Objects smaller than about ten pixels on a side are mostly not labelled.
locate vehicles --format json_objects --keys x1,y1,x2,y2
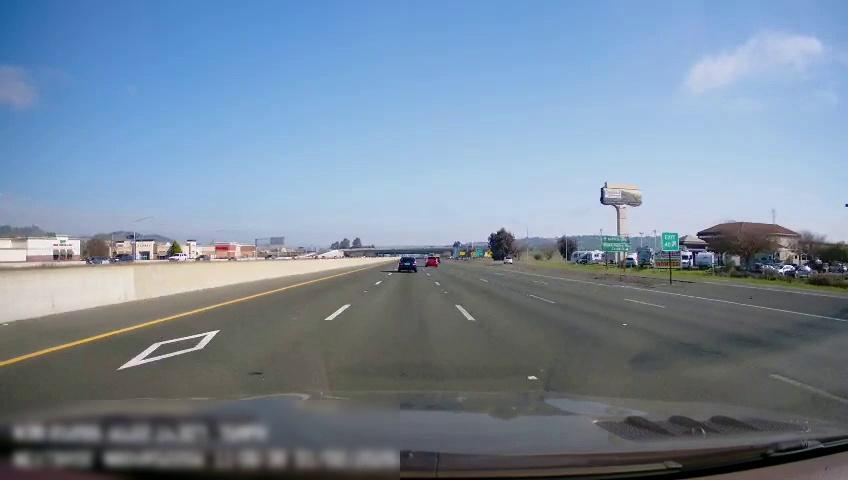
[
  {"x1": 109, "y1": 253, "x2": 136, "y2": 264},
  {"x1": 195, "y1": 255, "x2": 210, "y2": 262},
  {"x1": 503, "y1": 256, "x2": 513, "y2": 265},
  {"x1": 168, "y1": 252, "x2": 188, "y2": 262},
  {"x1": 398, "y1": 257, "x2": 417, "y2": 272},
  {"x1": 425, "y1": 258, "x2": 439, "y2": 268},
  {"x1": 86, "y1": 257, "x2": 103, "y2": 265}
]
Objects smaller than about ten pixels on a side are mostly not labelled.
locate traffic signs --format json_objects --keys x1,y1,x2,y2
[
  {"x1": 661, "y1": 232, "x2": 680, "y2": 252},
  {"x1": 600, "y1": 236, "x2": 631, "y2": 252}
]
